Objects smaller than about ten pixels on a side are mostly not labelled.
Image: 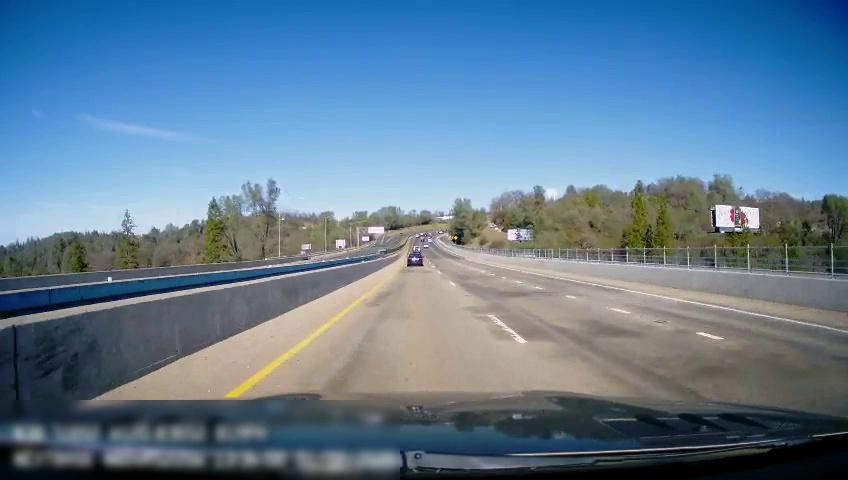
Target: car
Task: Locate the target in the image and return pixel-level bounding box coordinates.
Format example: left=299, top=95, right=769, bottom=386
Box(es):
left=406, top=252, right=424, bottom=267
